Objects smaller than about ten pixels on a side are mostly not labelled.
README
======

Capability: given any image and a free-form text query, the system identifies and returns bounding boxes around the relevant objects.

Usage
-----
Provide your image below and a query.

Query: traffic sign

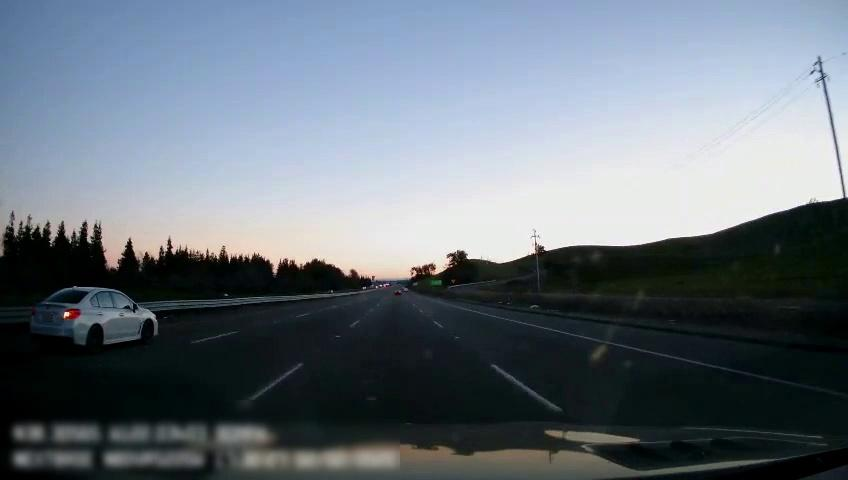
[430,280,443,286]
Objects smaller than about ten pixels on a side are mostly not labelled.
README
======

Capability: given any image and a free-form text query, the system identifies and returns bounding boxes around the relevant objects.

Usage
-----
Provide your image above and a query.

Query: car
[29,287,160,355]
